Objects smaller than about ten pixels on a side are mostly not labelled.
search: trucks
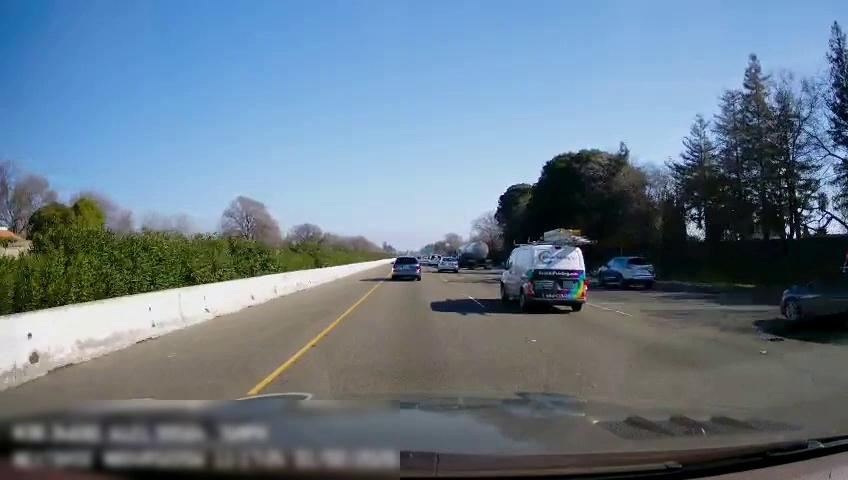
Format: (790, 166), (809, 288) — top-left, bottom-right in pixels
(454, 242), (491, 270)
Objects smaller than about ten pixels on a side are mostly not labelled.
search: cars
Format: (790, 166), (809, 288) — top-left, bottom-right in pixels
(438, 257), (458, 272)
(779, 273), (848, 329)
(391, 256), (422, 281)
(427, 255), (441, 267)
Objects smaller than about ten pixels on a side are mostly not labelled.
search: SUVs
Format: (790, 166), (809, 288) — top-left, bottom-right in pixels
(597, 256), (656, 288)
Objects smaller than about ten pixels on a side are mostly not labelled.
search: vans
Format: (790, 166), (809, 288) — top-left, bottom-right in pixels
(498, 243), (589, 313)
